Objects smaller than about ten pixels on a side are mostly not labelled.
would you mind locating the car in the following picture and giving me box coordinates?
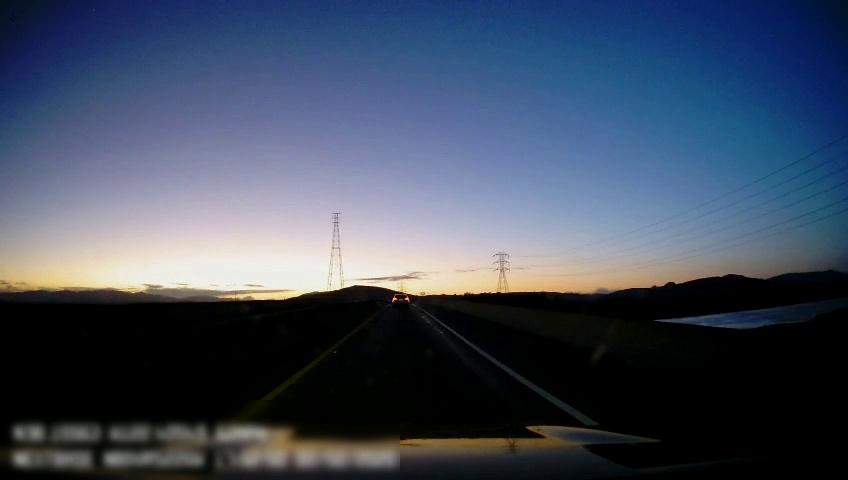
[391,293,410,308]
